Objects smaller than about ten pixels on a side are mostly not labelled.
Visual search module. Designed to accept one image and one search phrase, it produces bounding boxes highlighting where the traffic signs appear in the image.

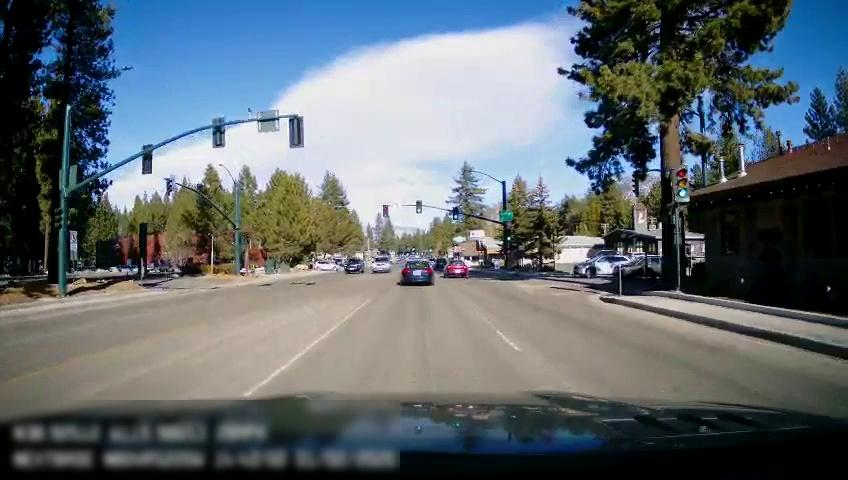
[70,230,78,259]
[498,210,512,223]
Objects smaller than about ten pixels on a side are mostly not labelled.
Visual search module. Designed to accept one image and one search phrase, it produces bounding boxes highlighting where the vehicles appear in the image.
[371,256,392,273]
[400,259,435,287]
[444,259,467,280]
[316,260,337,268]
[612,256,664,280]
[433,257,449,269]
[343,257,363,274]
[578,255,631,278]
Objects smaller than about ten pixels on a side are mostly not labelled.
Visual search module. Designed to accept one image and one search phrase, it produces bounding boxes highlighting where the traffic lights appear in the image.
[452,206,460,221]
[676,167,693,204]
[381,203,390,218]
[632,171,640,196]
[198,185,207,206]
[166,179,174,197]
[210,117,225,148]
[416,200,424,214]
[287,113,305,147]
[141,144,153,174]
[51,208,61,230]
